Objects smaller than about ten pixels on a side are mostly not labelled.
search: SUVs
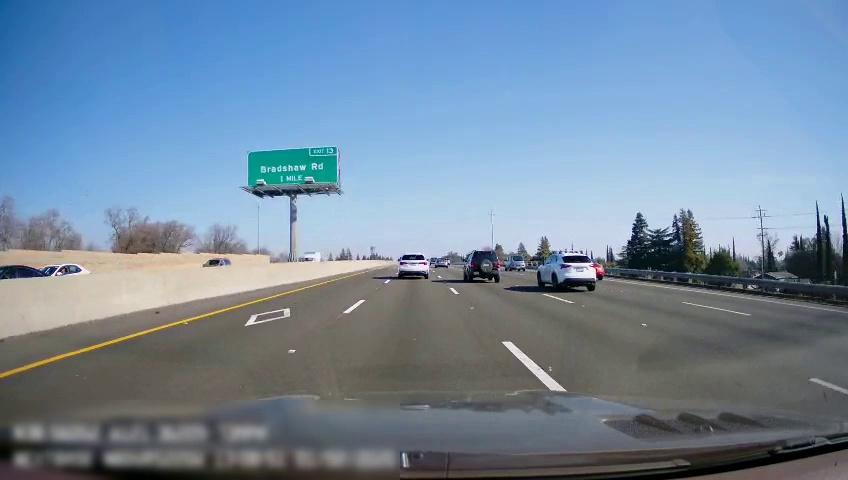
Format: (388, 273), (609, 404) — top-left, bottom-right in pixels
(398, 253), (429, 279)
(537, 252), (596, 292)
(462, 251), (501, 284)
(503, 255), (528, 271)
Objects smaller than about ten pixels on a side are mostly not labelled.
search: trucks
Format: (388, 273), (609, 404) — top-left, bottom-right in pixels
(304, 251), (321, 263)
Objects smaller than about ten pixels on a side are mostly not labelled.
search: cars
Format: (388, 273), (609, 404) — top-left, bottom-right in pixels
(200, 257), (233, 268)
(592, 262), (605, 281)
(38, 263), (91, 278)
(0, 264), (48, 280)
(433, 257), (449, 269)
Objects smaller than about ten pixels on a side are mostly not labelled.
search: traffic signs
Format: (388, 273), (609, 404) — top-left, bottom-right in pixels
(247, 146), (340, 187)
